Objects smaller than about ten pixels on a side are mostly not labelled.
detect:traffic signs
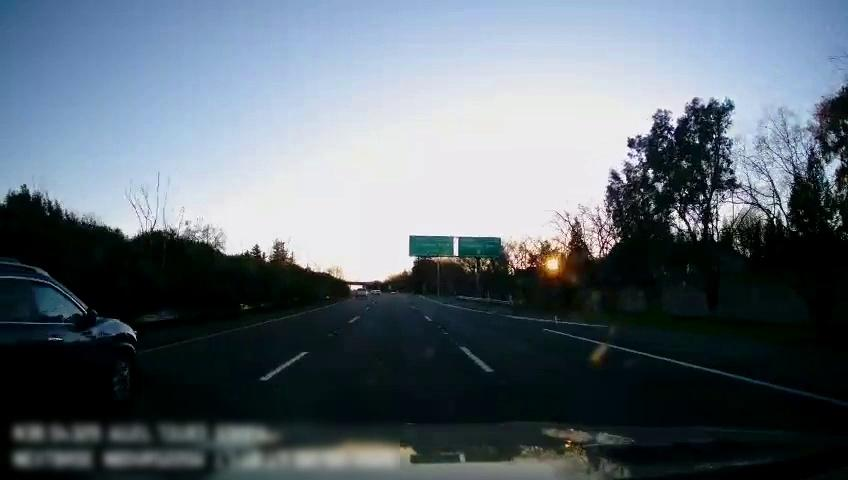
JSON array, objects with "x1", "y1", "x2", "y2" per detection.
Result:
[
  {"x1": 458, "y1": 236, "x2": 501, "y2": 258},
  {"x1": 408, "y1": 234, "x2": 454, "y2": 257}
]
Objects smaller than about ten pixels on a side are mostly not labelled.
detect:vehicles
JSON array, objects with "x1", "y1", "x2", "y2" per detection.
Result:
[
  {"x1": 355, "y1": 288, "x2": 368, "y2": 299},
  {"x1": 0, "y1": 256, "x2": 141, "y2": 423}
]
